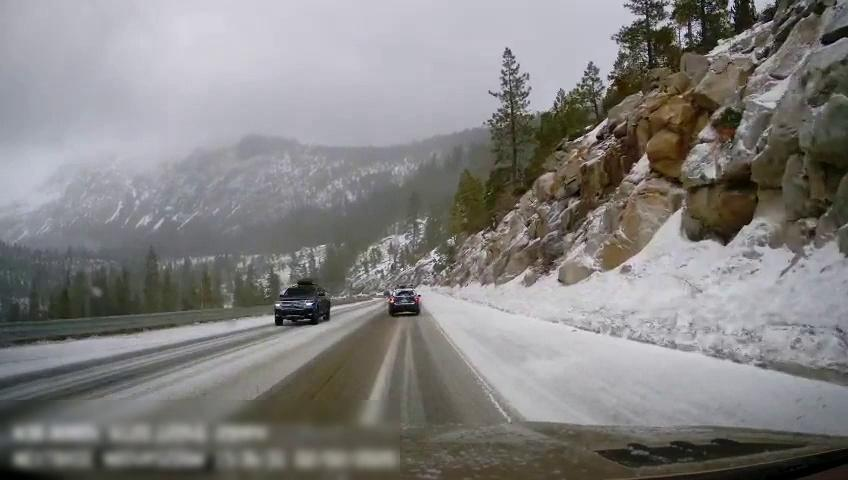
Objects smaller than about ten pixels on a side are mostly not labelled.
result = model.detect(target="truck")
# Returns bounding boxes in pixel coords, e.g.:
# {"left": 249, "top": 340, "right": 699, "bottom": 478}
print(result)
{"left": 273, "top": 278, "right": 331, "bottom": 326}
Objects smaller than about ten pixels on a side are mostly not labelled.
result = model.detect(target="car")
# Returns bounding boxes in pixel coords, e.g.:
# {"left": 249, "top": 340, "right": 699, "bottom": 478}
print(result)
{"left": 387, "top": 284, "right": 421, "bottom": 317}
